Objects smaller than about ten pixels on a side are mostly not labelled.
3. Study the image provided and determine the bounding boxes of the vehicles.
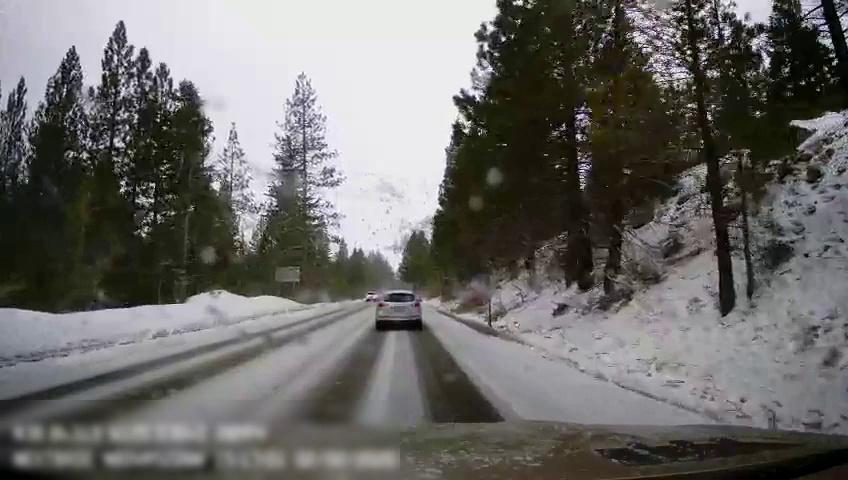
[366,291,379,302]
[373,290,424,331]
